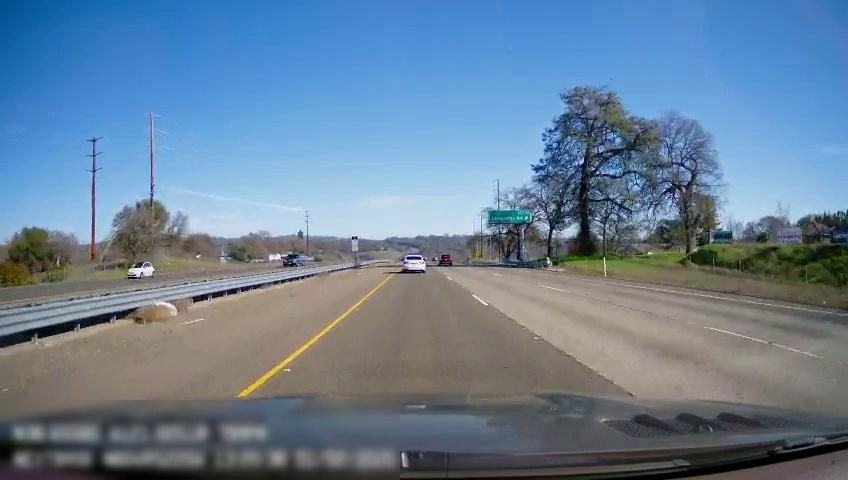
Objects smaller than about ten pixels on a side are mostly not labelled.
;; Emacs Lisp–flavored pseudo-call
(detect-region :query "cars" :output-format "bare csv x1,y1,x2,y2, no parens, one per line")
127,261,154,279
401,255,426,273
438,255,453,266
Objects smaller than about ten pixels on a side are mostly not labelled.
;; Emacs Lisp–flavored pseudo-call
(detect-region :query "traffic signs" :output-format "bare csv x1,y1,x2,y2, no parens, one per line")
487,208,533,225
351,235,359,251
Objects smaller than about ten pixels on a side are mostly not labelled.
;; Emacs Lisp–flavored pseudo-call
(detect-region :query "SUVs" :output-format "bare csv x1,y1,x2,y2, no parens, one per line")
282,253,304,268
